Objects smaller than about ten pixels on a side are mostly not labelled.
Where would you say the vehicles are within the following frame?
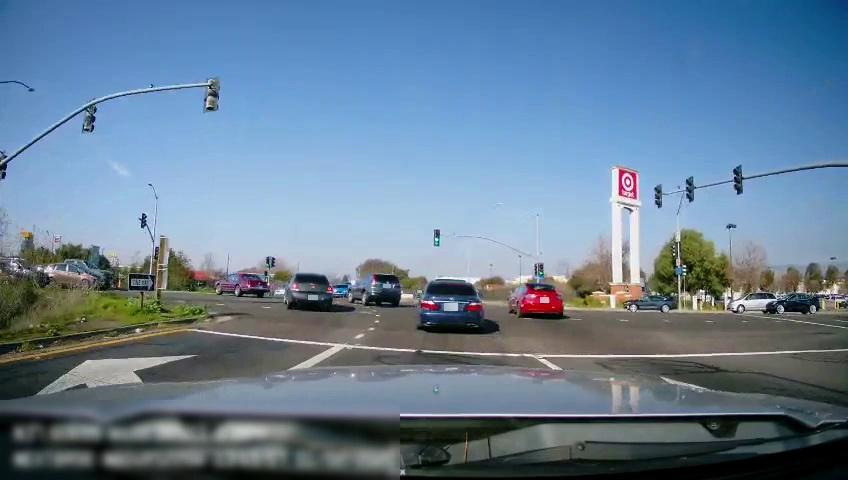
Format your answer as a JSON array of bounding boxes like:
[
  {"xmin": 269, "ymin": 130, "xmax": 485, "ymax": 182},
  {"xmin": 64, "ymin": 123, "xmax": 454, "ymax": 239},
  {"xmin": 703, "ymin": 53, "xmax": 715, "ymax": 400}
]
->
[
  {"xmin": 415, "ymin": 278, "xmax": 484, "ymax": 330},
  {"xmin": 507, "ymin": 281, "xmax": 564, "ymax": 318},
  {"xmin": 331, "ymin": 283, "xmax": 352, "ymax": 298},
  {"xmin": 765, "ymin": 291, "xmax": 822, "ymax": 315},
  {"xmin": 0, "ymin": 255, "xmax": 51, "ymax": 289},
  {"xmin": 282, "ymin": 273, "xmax": 334, "ymax": 311},
  {"xmin": 35, "ymin": 262, "xmax": 101, "ymax": 292},
  {"xmin": 214, "ymin": 272, "xmax": 270, "ymax": 298},
  {"xmin": 62, "ymin": 257, "xmax": 114, "ymax": 291},
  {"xmin": 726, "ymin": 291, "xmax": 779, "ymax": 314},
  {"xmin": 273, "ymin": 287, "xmax": 289, "ymax": 296},
  {"xmin": 623, "ymin": 291, "xmax": 678, "ymax": 314},
  {"xmin": 347, "ymin": 271, "xmax": 403, "ymax": 307}
]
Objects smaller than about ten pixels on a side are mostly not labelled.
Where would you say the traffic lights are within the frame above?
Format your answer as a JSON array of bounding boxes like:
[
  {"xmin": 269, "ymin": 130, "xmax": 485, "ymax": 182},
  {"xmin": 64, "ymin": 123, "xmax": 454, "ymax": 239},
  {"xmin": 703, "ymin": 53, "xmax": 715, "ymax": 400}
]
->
[
  {"xmin": 79, "ymin": 95, "xmax": 98, "ymax": 134},
  {"xmin": 532, "ymin": 262, "xmax": 539, "ymax": 279},
  {"xmin": 652, "ymin": 182, "xmax": 664, "ymax": 209},
  {"xmin": 679, "ymin": 263, "xmax": 688, "ymax": 277},
  {"xmin": 153, "ymin": 245, "xmax": 160, "ymax": 261},
  {"xmin": 139, "ymin": 211, "xmax": 148, "ymax": 230},
  {"xmin": 671, "ymin": 243, "xmax": 678, "ymax": 259},
  {"xmin": 202, "ymin": 77, "xmax": 221, "ymax": 112},
  {"xmin": 0, "ymin": 150, "xmax": 9, "ymax": 182},
  {"xmin": 537, "ymin": 262, "xmax": 545, "ymax": 280},
  {"xmin": 432, "ymin": 228, "xmax": 441, "ymax": 249},
  {"xmin": 269, "ymin": 255, "xmax": 276, "ymax": 268},
  {"xmin": 684, "ymin": 174, "xmax": 696, "ymax": 204},
  {"xmin": 264, "ymin": 255, "xmax": 270, "ymax": 268},
  {"xmin": 732, "ymin": 163, "xmax": 745, "ymax": 196}
]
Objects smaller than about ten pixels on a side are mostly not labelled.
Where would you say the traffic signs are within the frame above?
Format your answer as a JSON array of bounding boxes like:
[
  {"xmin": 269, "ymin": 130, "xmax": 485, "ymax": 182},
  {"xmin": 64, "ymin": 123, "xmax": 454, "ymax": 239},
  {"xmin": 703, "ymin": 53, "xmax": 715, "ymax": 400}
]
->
[
  {"xmin": 126, "ymin": 272, "xmax": 156, "ymax": 292},
  {"xmin": 88, "ymin": 254, "xmax": 101, "ymax": 268}
]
